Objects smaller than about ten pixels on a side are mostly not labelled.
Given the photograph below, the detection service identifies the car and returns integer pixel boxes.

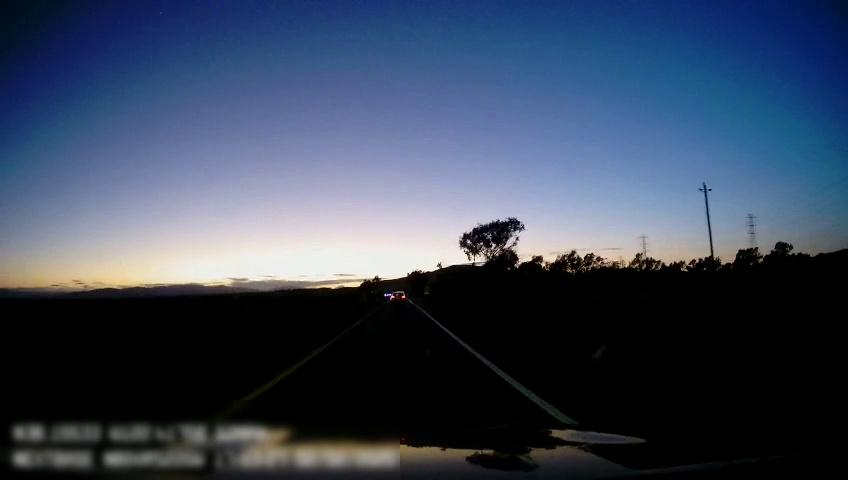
[390,291,407,305]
